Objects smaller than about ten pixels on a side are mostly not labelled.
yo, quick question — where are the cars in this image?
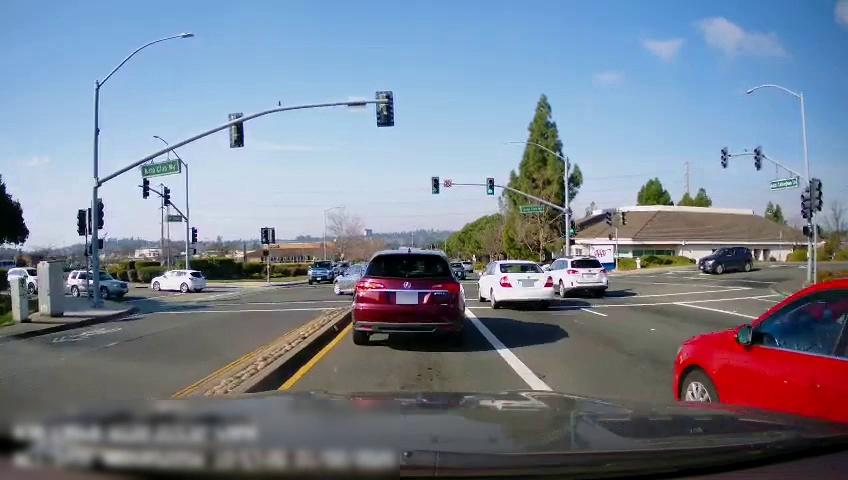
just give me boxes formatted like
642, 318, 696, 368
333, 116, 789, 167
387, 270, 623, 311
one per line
477, 260, 556, 309
150, 268, 208, 293
672, 276, 848, 423
448, 260, 466, 280
332, 262, 368, 296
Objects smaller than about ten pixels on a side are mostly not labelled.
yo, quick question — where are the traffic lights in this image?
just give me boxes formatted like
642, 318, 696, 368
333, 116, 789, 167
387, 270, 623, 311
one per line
605, 212, 613, 226
99, 200, 106, 230
76, 210, 86, 234
191, 225, 199, 244
620, 211, 627, 226
812, 179, 823, 212
86, 208, 91, 234
753, 147, 763, 170
431, 175, 441, 193
719, 146, 729, 168
799, 190, 810, 218
141, 176, 150, 199
269, 227, 276, 243
485, 178, 494, 197
261, 227, 270, 243
162, 186, 172, 207
374, 88, 396, 128
569, 219, 577, 235
226, 112, 245, 150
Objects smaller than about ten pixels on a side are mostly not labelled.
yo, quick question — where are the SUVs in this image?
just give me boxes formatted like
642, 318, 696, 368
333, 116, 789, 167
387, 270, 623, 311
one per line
698, 246, 754, 276
349, 249, 468, 347
65, 269, 130, 298
7, 266, 39, 294
461, 261, 474, 274
548, 254, 609, 298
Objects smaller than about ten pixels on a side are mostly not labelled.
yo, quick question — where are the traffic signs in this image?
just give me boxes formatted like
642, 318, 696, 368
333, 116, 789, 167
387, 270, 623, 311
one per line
141, 159, 182, 178
768, 176, 801, 193
520, 205, 546, 215
167, 214, 182, 222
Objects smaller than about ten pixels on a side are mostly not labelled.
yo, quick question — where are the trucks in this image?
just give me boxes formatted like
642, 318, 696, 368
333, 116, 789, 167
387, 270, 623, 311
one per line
307, 261, 337, 286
